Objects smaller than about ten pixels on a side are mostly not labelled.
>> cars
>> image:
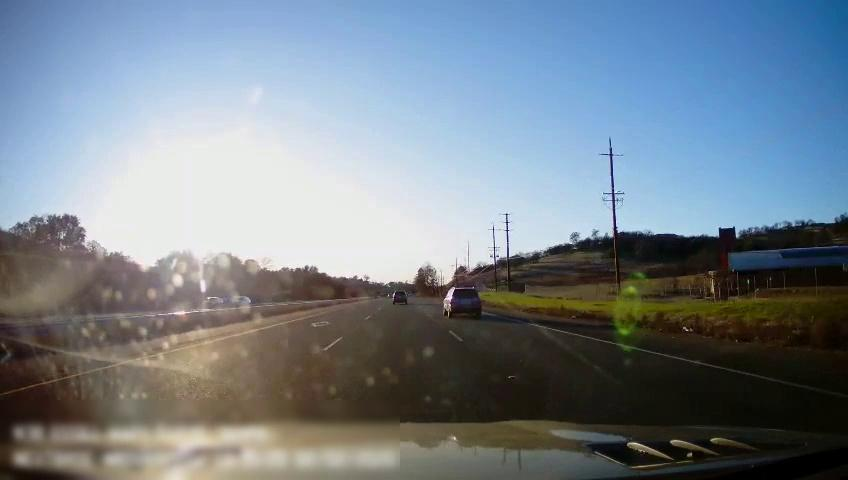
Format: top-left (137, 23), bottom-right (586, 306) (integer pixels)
top-left (392, 290), bottom-right (408, 305)
top-left (231, 296), bottom-right (252, 306)
top-left (200, 296), bottom-right (224, 309)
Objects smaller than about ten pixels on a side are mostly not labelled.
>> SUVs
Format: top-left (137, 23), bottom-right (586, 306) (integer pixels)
top-left (443, 286), bottom-right (482, 319)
